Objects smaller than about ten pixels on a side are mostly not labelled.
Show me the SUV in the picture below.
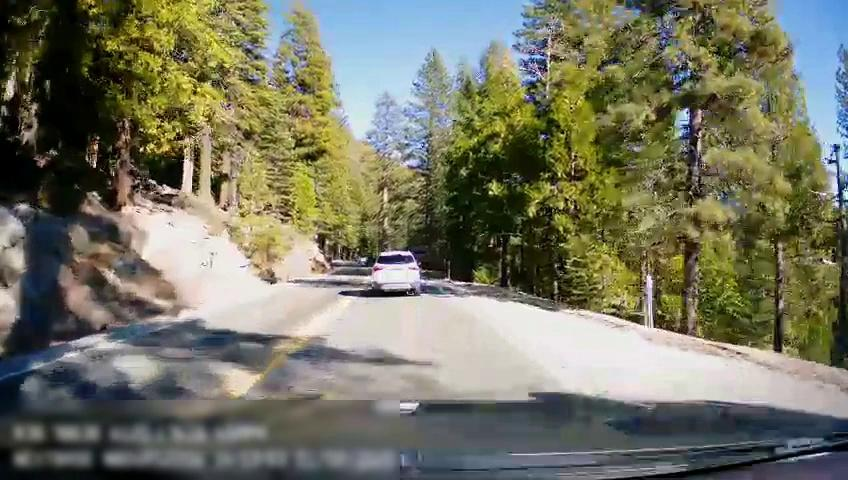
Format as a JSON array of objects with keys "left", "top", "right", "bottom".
[{"left": 367, "top": 250, "right": 421, "bottom": 298}]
